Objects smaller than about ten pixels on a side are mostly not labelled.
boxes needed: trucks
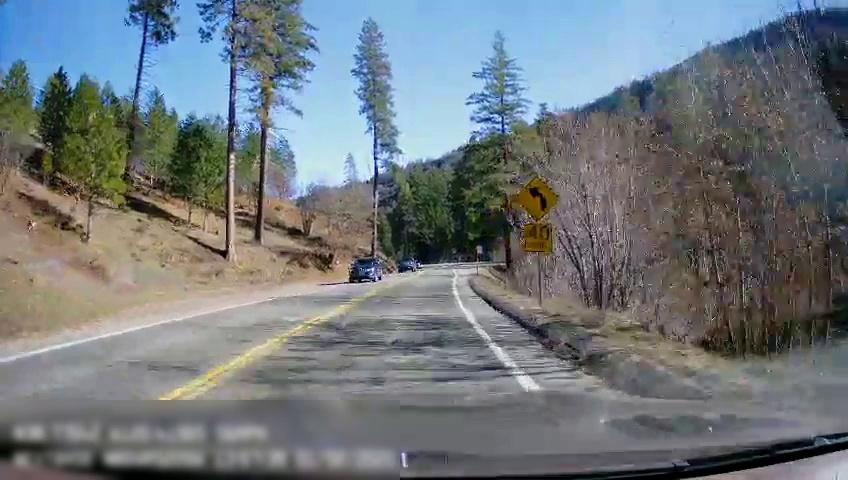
[347,257,384,283]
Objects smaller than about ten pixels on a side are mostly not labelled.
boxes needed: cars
[395,258,417,273]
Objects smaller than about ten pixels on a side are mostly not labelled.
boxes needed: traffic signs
[514,175,560,222]
[520,224,557,256]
